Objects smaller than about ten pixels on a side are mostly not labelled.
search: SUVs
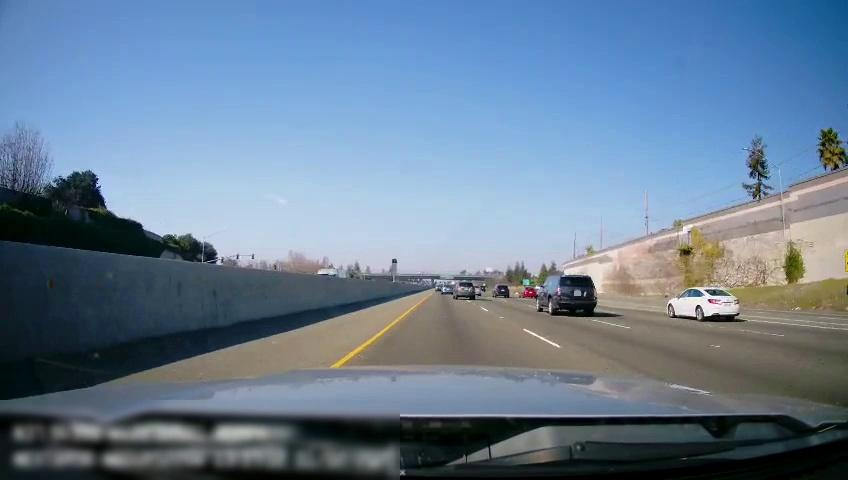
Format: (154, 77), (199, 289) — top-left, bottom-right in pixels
(492, 283), (510, 298)
(535, 274), (598, 317)
(453, 282), (476, 300)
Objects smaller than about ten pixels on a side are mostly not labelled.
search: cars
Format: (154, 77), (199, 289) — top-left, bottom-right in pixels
(441, 284), (454, 295)
(520, 286), (538, 299)
(665, 287), (740, 322)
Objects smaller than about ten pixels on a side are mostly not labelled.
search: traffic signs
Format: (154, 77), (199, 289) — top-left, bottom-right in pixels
(391, 258), (398, 275)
